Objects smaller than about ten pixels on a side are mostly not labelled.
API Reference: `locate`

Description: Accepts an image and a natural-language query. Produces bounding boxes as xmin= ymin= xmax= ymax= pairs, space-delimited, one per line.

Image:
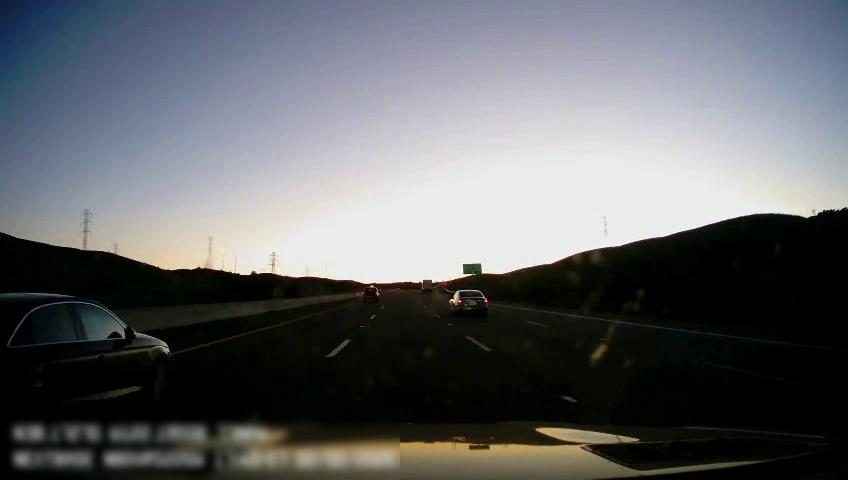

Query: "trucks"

xmin=421 ymin=280 xmax=433 ymax=294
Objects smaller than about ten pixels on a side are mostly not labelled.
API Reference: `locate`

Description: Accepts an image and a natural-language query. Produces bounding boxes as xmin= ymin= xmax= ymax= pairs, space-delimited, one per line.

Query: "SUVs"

xmin=363 ymin=287 xmax=380 ymax=301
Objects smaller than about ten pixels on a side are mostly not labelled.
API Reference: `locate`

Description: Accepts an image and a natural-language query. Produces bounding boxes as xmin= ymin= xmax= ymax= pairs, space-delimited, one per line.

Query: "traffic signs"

xmin=464 ymin=264 xmax=481 ymax=275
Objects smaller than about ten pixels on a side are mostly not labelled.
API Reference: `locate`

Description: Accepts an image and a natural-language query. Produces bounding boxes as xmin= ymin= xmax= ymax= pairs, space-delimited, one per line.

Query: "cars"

xmin=447 ymin=290 xmax=488 ymax=316
xmin=0 ymin=292 xmax=174 ymax=444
